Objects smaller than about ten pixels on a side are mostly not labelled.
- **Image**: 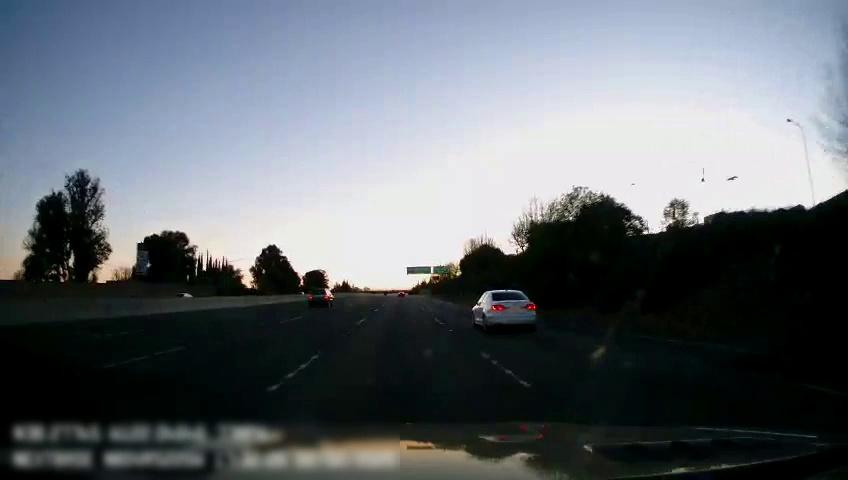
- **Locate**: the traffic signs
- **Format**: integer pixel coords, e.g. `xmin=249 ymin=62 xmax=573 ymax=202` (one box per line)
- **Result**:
xmin=407 ymin=267 xmax=431 ymax=273
xmin=434 ymin=266 xmax=450 ymax=274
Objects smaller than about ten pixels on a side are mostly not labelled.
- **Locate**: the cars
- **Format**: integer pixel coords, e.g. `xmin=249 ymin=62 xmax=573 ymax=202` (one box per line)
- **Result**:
xmin=172 ymin=293 xmax=194 ymax=300
xmin=471 ymin=289 xmax=537 ymax=332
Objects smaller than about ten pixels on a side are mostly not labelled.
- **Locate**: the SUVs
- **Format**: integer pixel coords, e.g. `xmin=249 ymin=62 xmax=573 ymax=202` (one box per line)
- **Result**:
xmin=308 ymin=287 xmax=334 ymax=308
